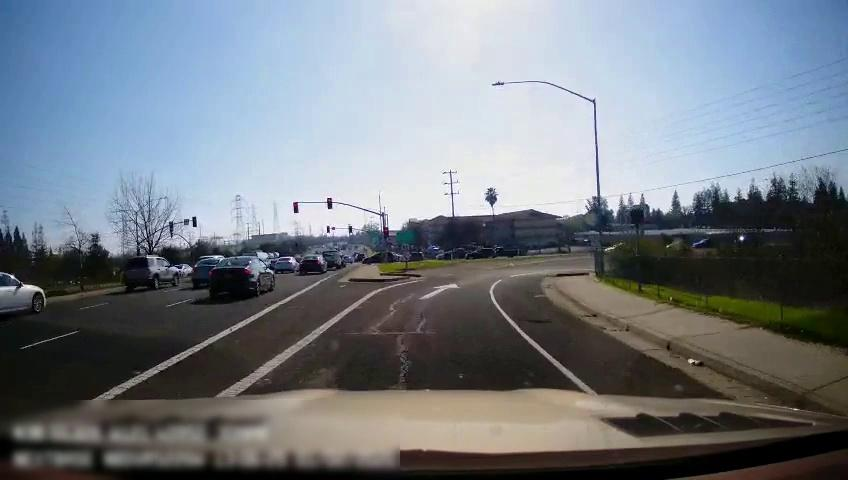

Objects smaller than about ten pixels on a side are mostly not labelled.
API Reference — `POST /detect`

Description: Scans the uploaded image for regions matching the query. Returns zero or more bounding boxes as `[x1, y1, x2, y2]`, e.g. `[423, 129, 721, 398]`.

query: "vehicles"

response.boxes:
[299, 254, 328, 275]
[346, 255, 354, 264]
[208, 256, 276, 299]
[463, 247, 497, 260]
[272, 256, 299, 275]
[190, 255, 221, 291]
[120, 255, 180, 293]
[360, 251, 393, 264]
[0, 273, 48, 314]
[320, 250, 343, 270]
[401, 251, 424, 262]
[494, 244, 520, 257]
[436, 248, 463, 260]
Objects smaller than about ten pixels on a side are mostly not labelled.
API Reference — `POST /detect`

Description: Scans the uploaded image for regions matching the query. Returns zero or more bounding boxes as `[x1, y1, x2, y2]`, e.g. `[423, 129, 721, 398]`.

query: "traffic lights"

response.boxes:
[293, 201, 299, 214]
[192, 217, 197, 228]
[384, 227, 390, 238]
[327, 197, 333, 210]
[169, 221, 174, 233]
